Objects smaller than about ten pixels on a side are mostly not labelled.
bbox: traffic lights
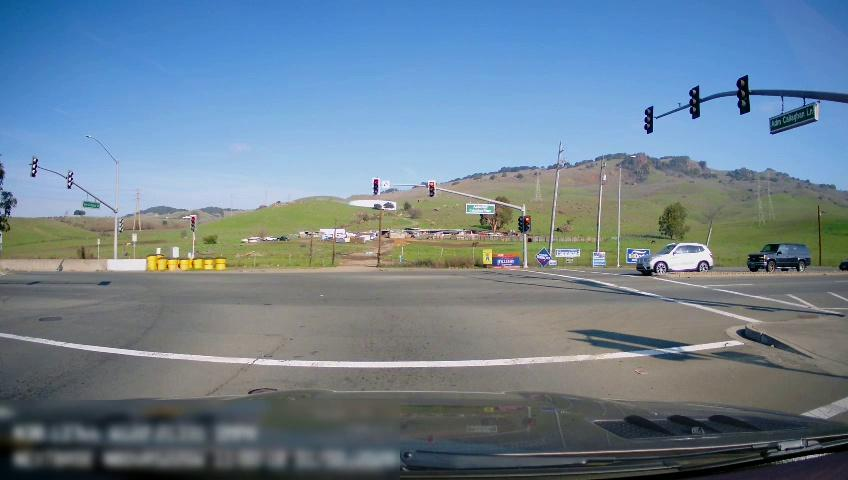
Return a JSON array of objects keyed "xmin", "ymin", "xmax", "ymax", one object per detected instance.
[
  {"xmin": 735, "ymin": 74, "xmax": 751, "ymax": 115},
  {"xmin": 30, "ymin": 156, "xmax": 40, "ymax": 178},
  {"xmin": 523, "ymin": 214, "xmax": 533, "ymax": 232},
  {"xmin": 687, "ymin": 84, "xmax": 702, "ymax": 120},
  {"xmin": 66, "ymin": 168, "xmax": 75, "ymax": 190},
  {"xmin": 117, "ymin": 215, "xmax": 125, "ymax": 233},
  {"xmin": 517, "ymin": 215, "xmax": 525, "ymax": 232},
  {"xmin": 371, "ymin": 176, "xmax": 382, "ymax": 196},
  {"xmin": 426, "ymin": 178, "xmax": 437, "ymax": 197},
  {"xmin": 643, "ymin": 104, "xmax": 655, "ymax": 135},
  {"xmin": 189, "ymin": 214, "xmax": 198, "ymax": 232}
]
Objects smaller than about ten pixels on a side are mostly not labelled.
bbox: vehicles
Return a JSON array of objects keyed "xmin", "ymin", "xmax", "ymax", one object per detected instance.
[
  {"xmin": 636, "ymin": 242, "xmax": 714, "ymax": 276},
  {"xmin": 745, "ymin": 243, "xmax": 811, "ymax": 273},
  {"xmin": 838, "ymin": 261, "xmax": 848, "ymax": 272}
]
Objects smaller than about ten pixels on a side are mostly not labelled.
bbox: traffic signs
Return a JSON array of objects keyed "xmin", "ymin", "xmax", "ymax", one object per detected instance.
[
  {"xmin": 768, "ymin": 100, "xmax": 821, "ymax": 135},
  {"xmin": 464, "ymin": 201, "xmax": 497, "ymax": 216},
  {"xmin": 81, "ymin": 199, "xmax": 101, "ymax": 209}
]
